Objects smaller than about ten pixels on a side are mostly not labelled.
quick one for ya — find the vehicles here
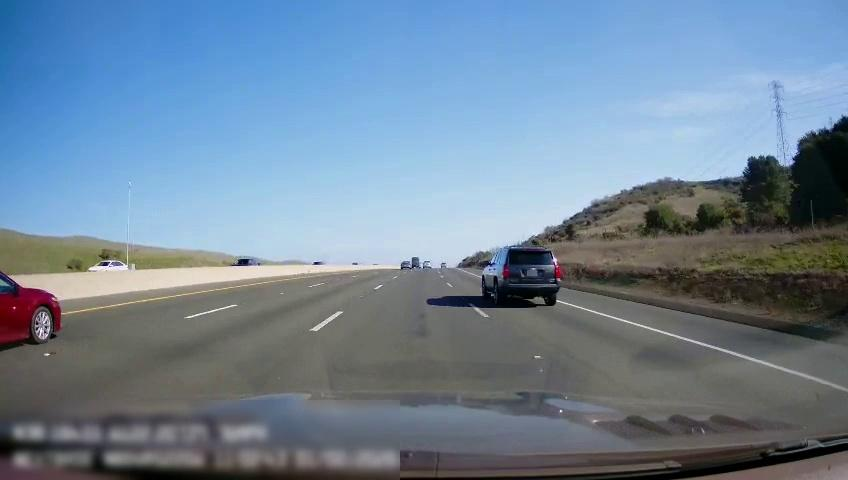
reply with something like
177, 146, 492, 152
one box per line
0, 269, 62, 347
400, 260, 412, 270
88, 259, 129, 273
311, 261, 326, 266
422, 260, 433, 270
232, 258, 263, 266
411, 255, 419, 269
481, 245, 562, 307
